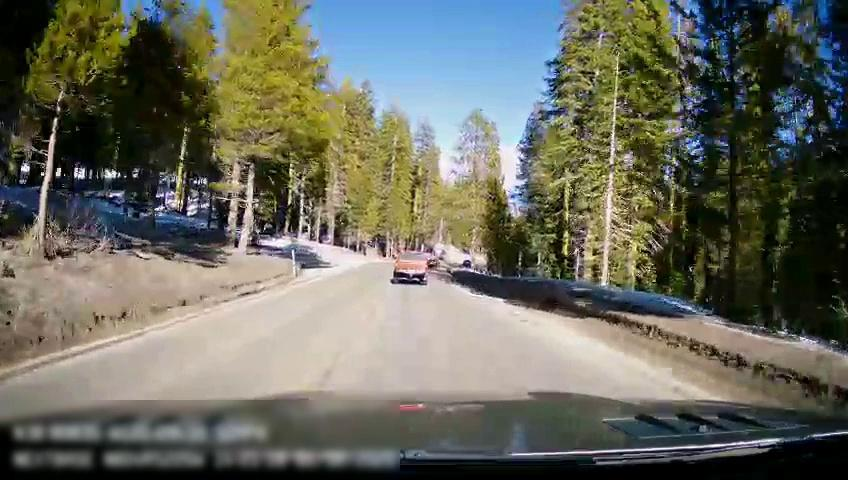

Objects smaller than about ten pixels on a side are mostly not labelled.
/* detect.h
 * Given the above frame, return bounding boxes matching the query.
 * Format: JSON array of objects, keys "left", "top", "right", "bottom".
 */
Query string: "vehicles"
[
  {"left": 392, "top": 251, "right": 429, "bottom": 284},
  {"left": 426, "top": 257, "right": 439, "bottom": 268}
]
